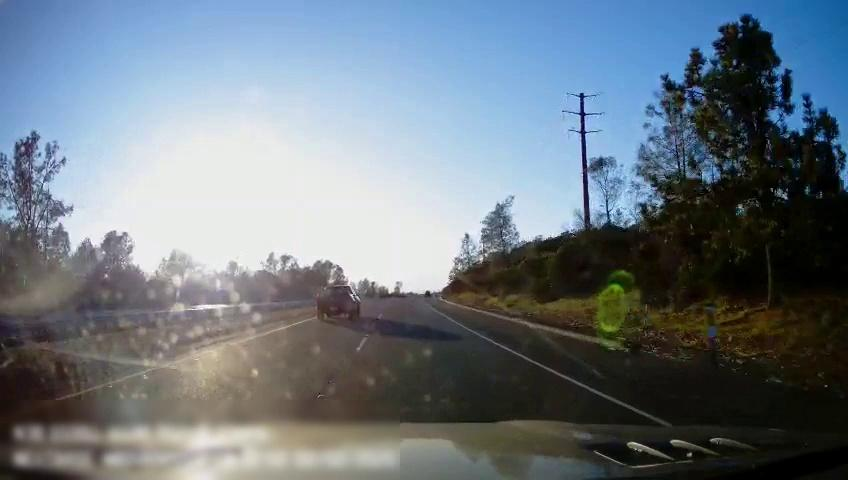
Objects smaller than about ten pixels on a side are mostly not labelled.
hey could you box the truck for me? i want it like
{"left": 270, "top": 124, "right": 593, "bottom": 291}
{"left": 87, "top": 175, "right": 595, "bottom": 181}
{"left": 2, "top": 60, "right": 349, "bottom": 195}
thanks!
{"left": 316, "top": 285, "right": 361, "bottom": 320}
